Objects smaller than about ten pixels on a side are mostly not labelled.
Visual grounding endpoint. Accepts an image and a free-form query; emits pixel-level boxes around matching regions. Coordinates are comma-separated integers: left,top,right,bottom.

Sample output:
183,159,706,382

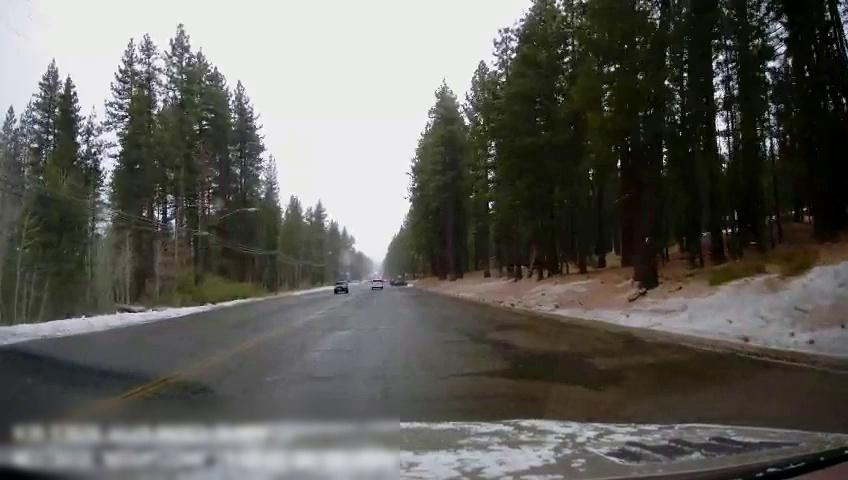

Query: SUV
334,281,350,294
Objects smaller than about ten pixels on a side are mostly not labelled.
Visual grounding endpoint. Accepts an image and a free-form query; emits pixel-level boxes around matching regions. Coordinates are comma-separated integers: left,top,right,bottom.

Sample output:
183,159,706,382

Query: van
369,277,385,291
